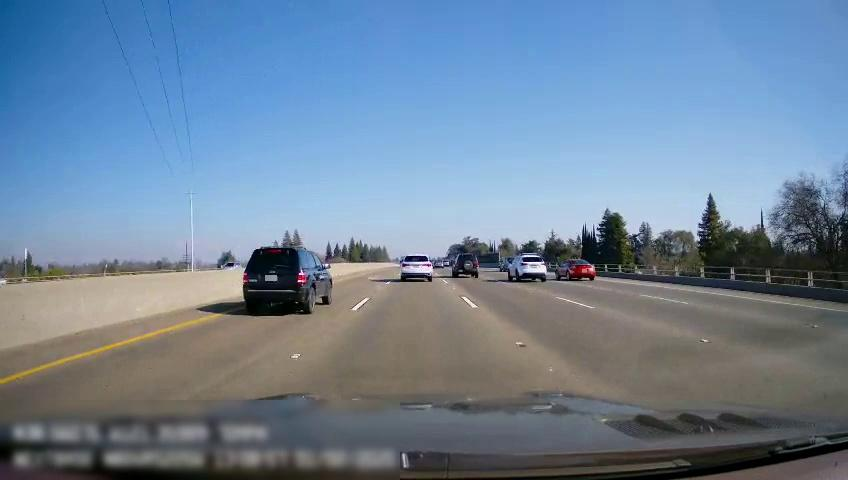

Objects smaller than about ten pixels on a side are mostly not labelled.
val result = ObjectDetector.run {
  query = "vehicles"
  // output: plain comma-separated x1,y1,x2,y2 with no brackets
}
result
399,253,433,282
220,262,242,271
500,257,515,273
241,246,336,317
554,258,597,283
506,255,548,284
432,259,446,269
450,253,481,280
